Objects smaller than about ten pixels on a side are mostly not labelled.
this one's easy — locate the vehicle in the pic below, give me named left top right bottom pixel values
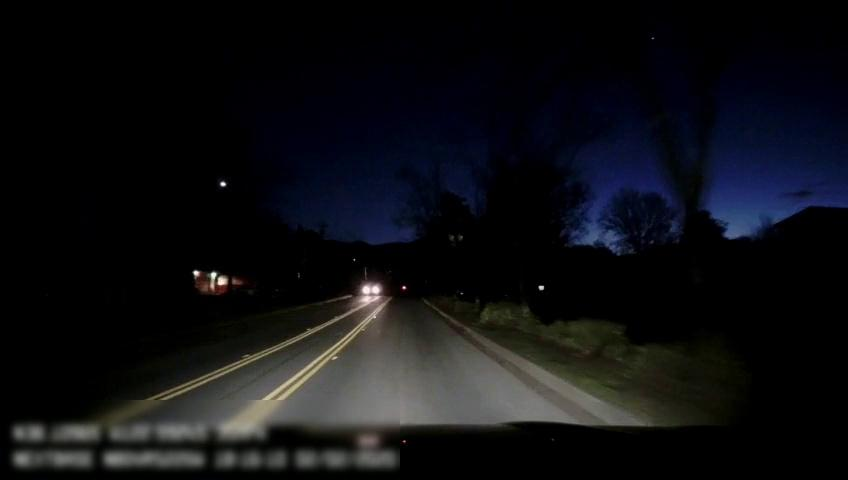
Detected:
left=358, top=280, right=383, bottom=298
